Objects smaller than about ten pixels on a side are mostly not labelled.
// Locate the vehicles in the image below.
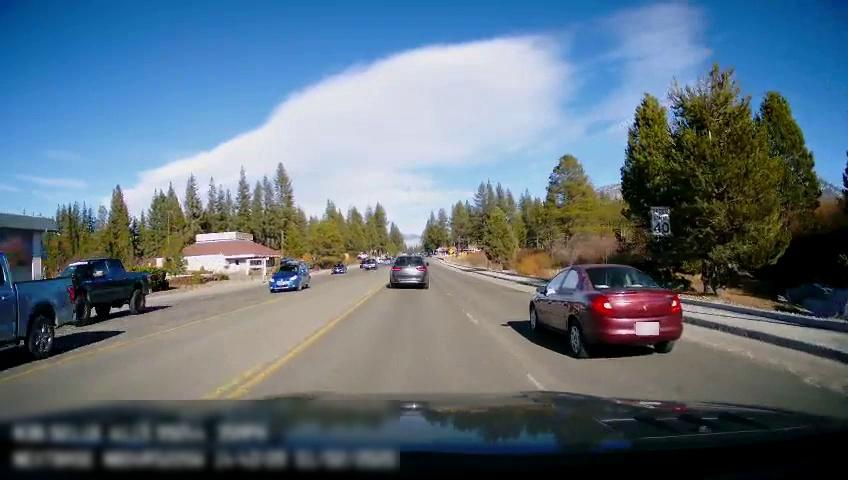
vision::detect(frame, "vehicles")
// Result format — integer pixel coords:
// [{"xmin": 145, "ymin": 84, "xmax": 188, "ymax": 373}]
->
[
  {"xmin": 526, "ymin": 264, "xmax": 686, "ymax": 358},
  {"xmin": 270, "ymin": 263, "xmax": 306, "ymax": 293},
  {"xmin": 360, "ymin": 258, "xmax": 377, "ymax": 271},
  {"xmin": 53, "ymin": 256, "xmax": 152, "ymax": 324},
  {"xmin": 391, "ymin": 255, "xmax": 431, "ymax": 290},
  {"xmin": 0, "ymin": 257, "xmax": 76, "ymax": 360},
  {"xmin": 332, "ymin": 264, "xmax": 345, "ymax": 274}
]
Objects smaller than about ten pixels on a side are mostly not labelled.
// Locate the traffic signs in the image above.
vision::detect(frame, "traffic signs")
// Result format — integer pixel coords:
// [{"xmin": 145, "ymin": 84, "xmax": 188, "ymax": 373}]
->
[{"xmin": 650, "ymin": 204, "xmax": 672, "ymax": 238}]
